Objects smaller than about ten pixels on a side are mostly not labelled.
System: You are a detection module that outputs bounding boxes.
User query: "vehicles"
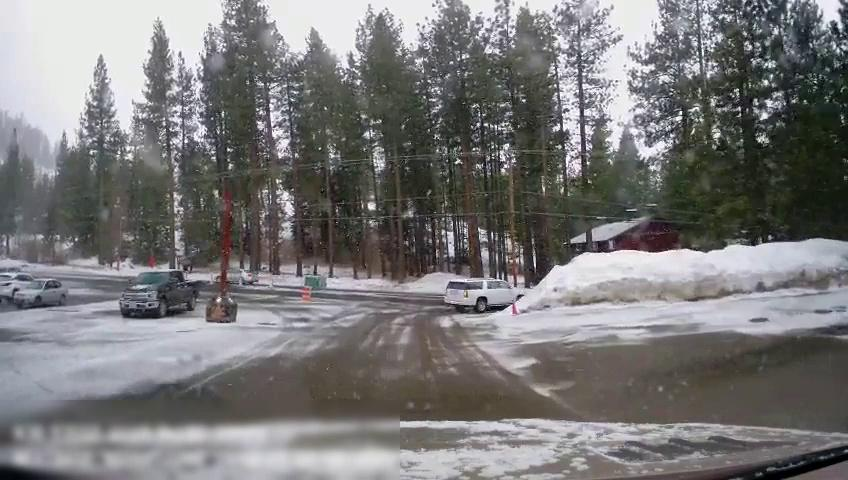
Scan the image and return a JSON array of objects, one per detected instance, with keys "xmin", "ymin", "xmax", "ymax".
[
  {"xmin": 120, "ymin": 269, "xmax": 197, "ymax": 316},
  {"xmin": 13, "ymin": 279, "xmax": 68, "ymax": 308},
  {"xmin": 443, "ymin": 279, "xmax": 533, "ymax": 312},
  {"xmin": 213, "ymin": 271, "xmax": 260, "ymax": 288},
  {"xmin": 0, "ymin": 272, "xmax": 41, "ymax": 296}
]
